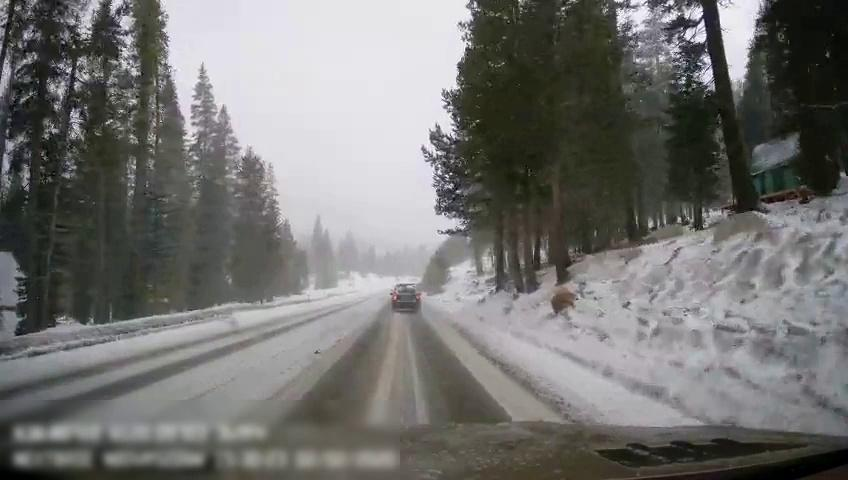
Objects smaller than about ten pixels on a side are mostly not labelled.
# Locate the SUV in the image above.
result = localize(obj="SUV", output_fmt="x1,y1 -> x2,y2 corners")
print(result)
389,283 -> 422,312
